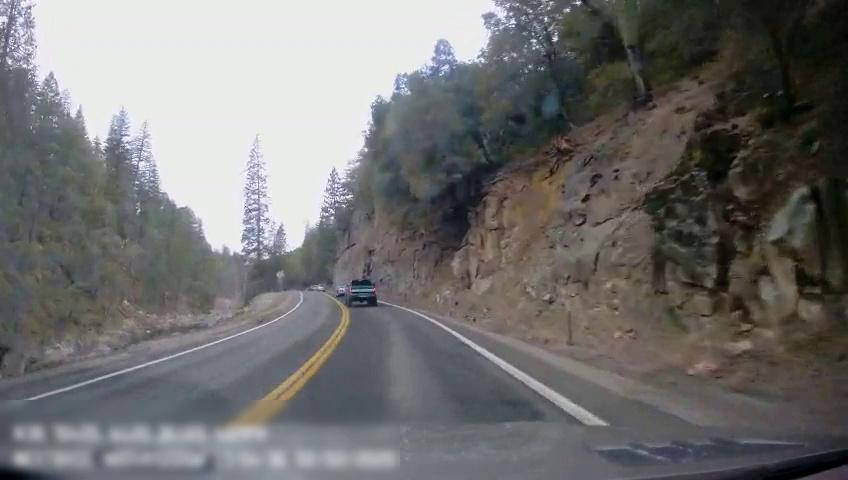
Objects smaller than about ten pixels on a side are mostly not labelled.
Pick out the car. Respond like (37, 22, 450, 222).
(335, 286, 345, 298)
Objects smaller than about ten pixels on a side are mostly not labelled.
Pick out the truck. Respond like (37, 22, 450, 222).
(344, 279, 377, 309)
